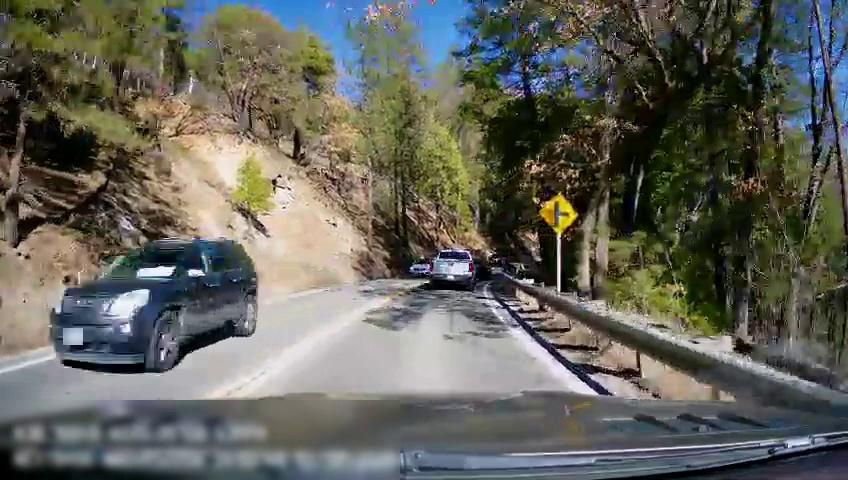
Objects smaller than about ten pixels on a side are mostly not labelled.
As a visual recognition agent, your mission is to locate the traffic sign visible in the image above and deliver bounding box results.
[539,192,579,234]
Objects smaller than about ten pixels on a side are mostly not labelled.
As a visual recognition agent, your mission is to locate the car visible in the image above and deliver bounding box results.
[408,257,433,277]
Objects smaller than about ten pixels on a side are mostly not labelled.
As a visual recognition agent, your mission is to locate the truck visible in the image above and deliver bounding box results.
[432,249,475,290]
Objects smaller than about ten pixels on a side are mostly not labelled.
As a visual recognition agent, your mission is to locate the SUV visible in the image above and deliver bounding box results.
[48,239,260,375]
